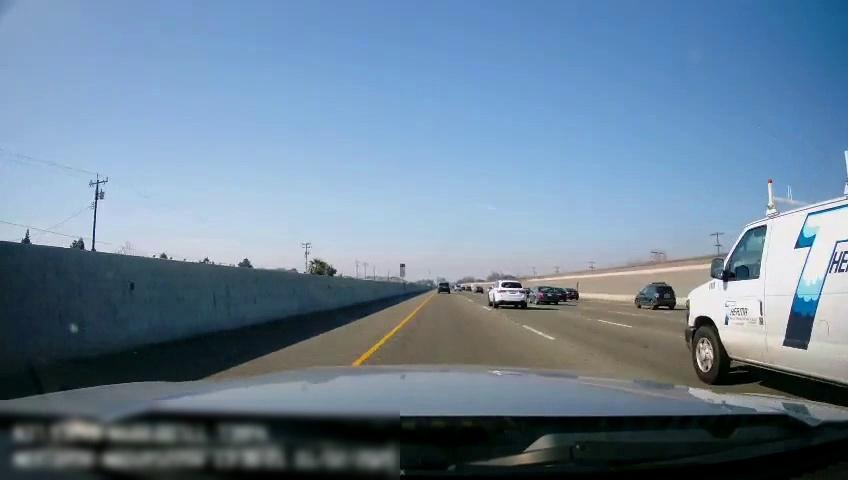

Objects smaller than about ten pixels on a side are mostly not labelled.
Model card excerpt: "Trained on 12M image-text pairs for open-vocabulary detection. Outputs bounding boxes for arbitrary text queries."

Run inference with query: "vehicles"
[554,287,566,301]
[437,280,451,294]
[563,287,579,300]
[472,286,484,294]
[487,280,527,309]
[528,286,559,305]
[683,195,848,387]
[634,283,678,310]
